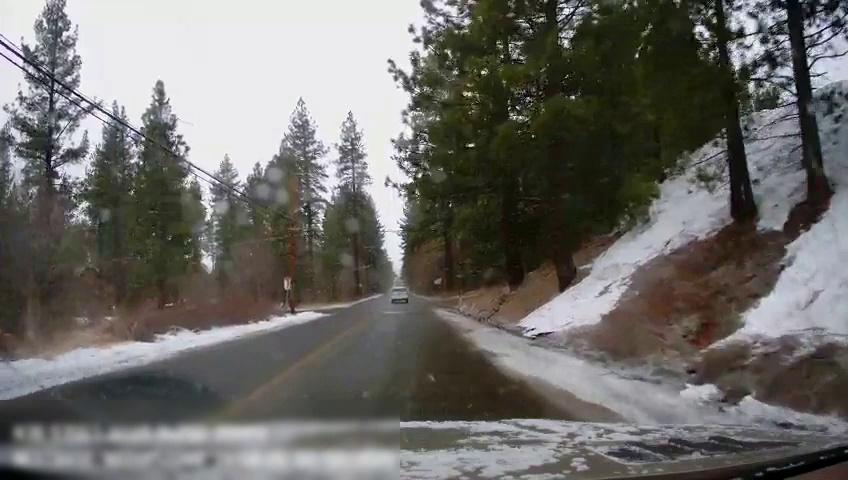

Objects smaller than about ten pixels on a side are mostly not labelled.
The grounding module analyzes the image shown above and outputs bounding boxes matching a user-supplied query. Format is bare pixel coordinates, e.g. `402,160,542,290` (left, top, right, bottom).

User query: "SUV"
390,285,410,304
